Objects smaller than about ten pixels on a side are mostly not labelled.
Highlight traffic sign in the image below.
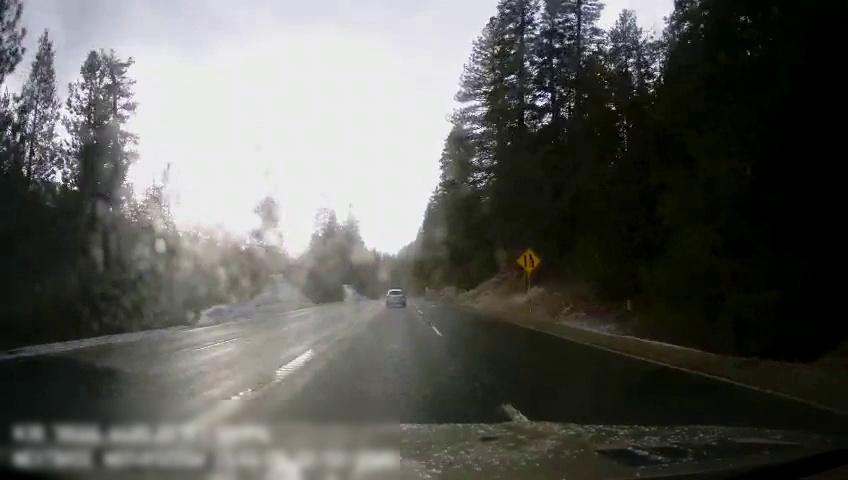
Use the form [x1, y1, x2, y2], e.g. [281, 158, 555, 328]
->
[516, 247, 543, 274]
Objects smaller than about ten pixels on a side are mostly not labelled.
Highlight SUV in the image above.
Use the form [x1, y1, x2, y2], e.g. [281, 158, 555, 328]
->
[384, 288, 407, 307]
